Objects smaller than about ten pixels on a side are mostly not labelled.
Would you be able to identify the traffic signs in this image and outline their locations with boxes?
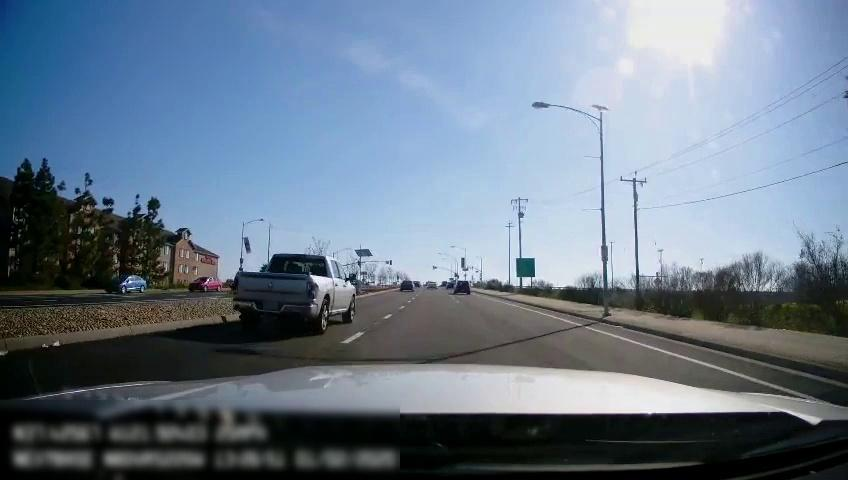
[515,257,536,278]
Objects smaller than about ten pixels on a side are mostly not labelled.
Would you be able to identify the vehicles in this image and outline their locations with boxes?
[399,280,415,293]
[445,281,456,289]
[188,276,223,293]
[453,280,471,296]
[233,253,358,336]
[102,274,147,295]
[426,280,438,289]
